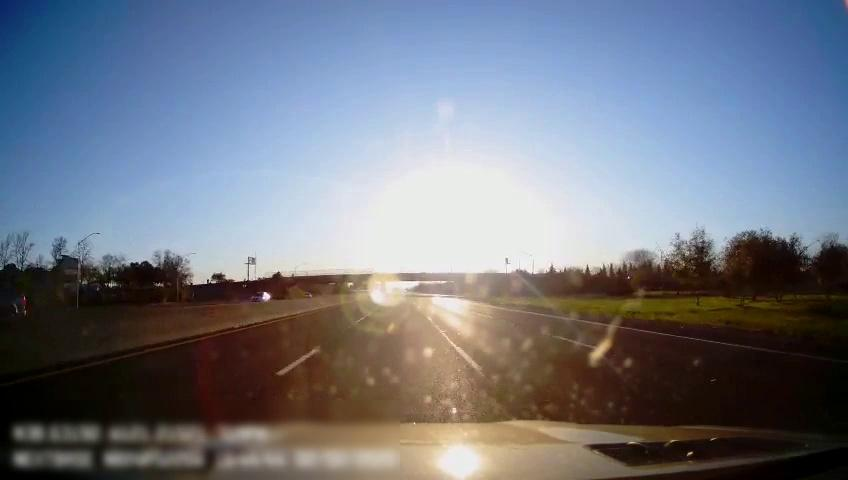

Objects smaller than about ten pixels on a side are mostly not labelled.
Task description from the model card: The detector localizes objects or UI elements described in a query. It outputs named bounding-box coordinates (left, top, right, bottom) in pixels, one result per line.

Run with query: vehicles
left=0, top=295, right=27, bottom=324
left=251, top=292, right=271, bottom=303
